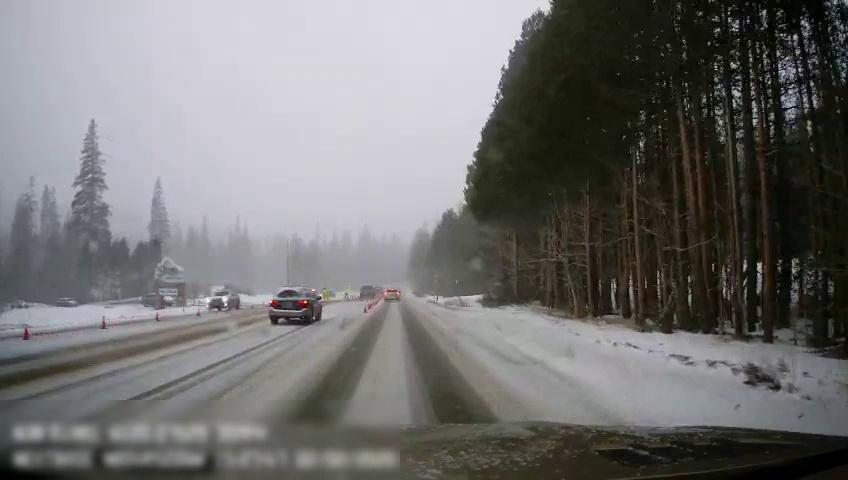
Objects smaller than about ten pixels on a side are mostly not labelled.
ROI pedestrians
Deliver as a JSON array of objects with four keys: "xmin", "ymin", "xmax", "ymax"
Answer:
[
  {"xmin": 344, "ymin": 287, "xmax": 349, "ymax": 301},
  {"xmin": 322, "ymin": 287, "xmax": 328, "ymax": 301}
]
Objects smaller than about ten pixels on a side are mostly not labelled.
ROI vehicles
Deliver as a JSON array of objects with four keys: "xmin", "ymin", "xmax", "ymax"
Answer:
[
  {"xmin": 326, "ymin": 289, "xmax": 336, "ymax": 298},
  {"xmin": 206, "ymin": 290, "xmax": 241, "ymax": 311},
  {"xmin": 55, "ymin": 297, "xmax": 78, "ymax": 307},
  {"xmin": 10, "ymin": 299, "xmax": 30, "ymax": 310},
  {"xmin": 383, "ymin": 287, "xmax": 401, "ymax": 302},
  {"xmin": 359, "ymin": 285, "xmax": 377, "ymax": 299},
  {"xmin": 267, "ymin": 285, "xmax": 323, "ymax": 325},
  {"xmin": 141, "ymin": 291, "xmax": 175, "ymax": 308}
]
